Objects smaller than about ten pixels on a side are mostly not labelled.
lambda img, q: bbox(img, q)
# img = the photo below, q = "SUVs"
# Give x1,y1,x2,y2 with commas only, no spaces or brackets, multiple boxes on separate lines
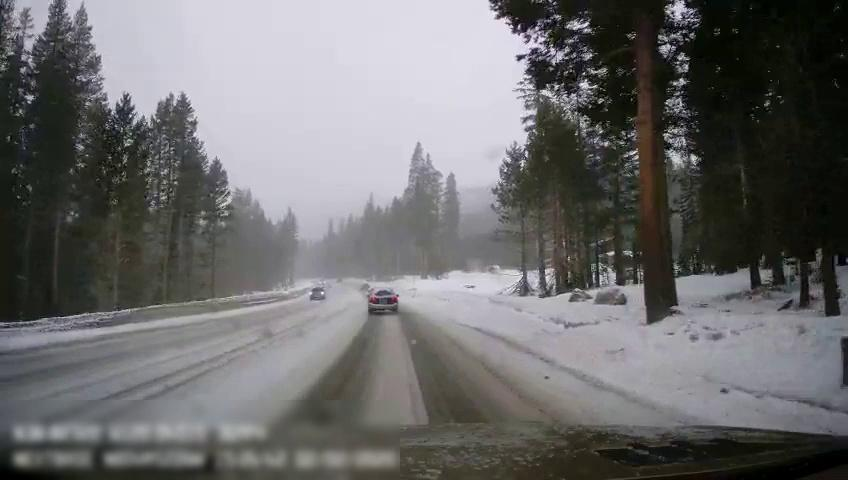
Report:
309,286,326,301
365,286,400,316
